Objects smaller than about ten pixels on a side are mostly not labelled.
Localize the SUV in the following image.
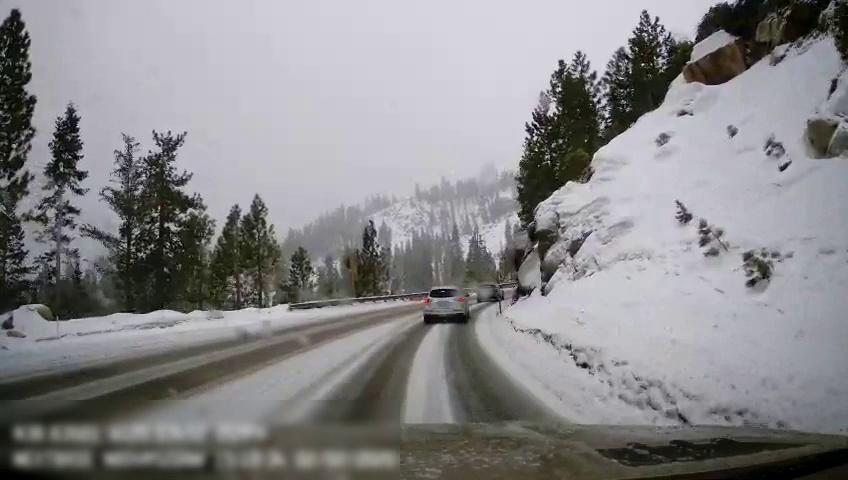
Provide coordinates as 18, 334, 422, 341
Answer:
423, 286, 470, 324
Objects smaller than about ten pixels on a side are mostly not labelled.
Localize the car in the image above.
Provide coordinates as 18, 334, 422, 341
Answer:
476, 283, 505, 303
